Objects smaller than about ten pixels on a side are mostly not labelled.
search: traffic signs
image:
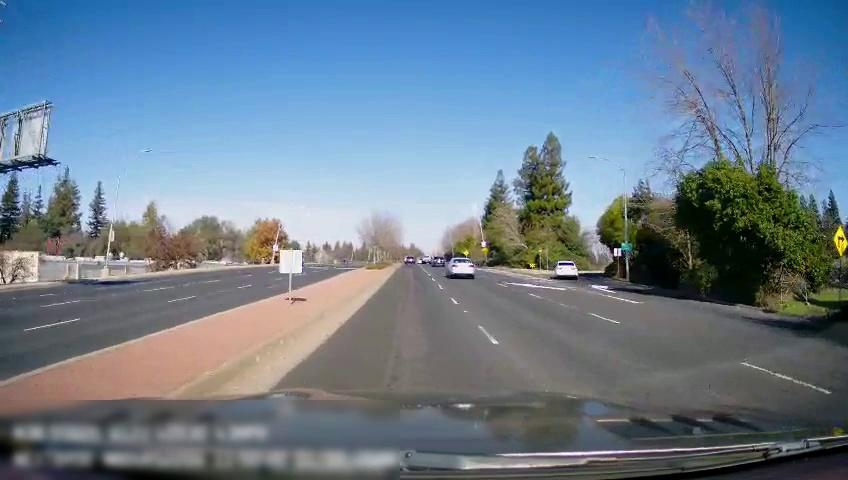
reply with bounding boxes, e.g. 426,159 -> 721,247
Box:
835,226 -> 848,257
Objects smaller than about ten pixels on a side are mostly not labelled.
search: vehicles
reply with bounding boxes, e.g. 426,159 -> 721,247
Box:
432,256 -> 446,267
421,255 -> 432,265
444,257 -> 475,280
555,260 -> 578,279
